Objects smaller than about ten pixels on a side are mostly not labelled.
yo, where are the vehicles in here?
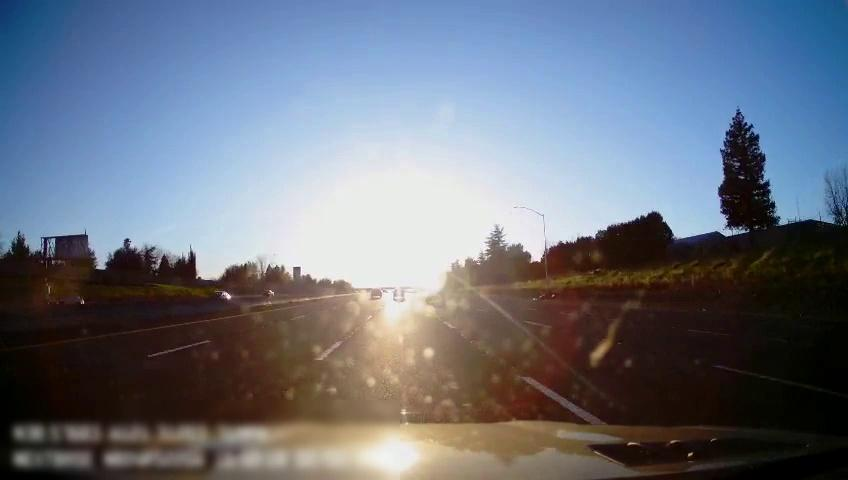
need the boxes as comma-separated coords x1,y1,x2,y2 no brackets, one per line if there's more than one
423,288,445,306
370,289,383,299
262,289,275,297
48,292,85,306
392,288,405,301
208,290,232,301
